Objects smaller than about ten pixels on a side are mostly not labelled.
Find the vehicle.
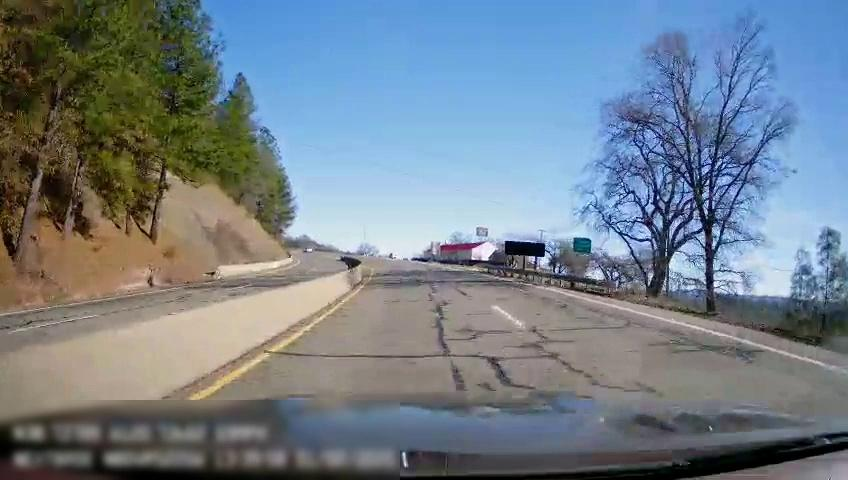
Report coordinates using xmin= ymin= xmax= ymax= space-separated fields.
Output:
xmin=389 ymin=252 xmax=399 ymax=259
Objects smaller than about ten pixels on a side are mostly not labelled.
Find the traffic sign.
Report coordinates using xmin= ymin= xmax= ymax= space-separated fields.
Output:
xmin=573 ymin=236 xmax=593 ymax=255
